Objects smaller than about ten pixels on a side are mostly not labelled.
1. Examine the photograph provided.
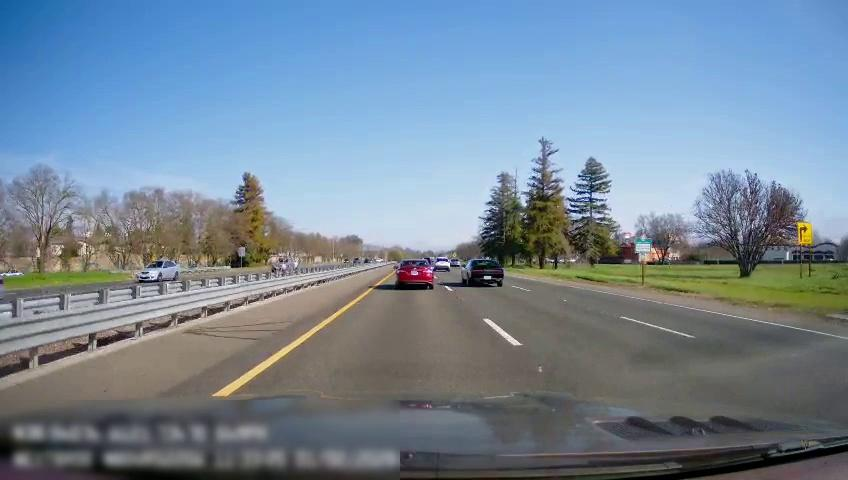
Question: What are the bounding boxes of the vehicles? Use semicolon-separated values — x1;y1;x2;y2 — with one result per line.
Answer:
394;260;435;289
271;259;295;273
432;255;451;271
135;260;181;284
460;257;505;287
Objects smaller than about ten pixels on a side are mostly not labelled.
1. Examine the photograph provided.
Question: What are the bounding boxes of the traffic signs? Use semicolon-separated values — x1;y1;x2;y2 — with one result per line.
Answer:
797;223;813;243
634;238;653;253
237;246;246;257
